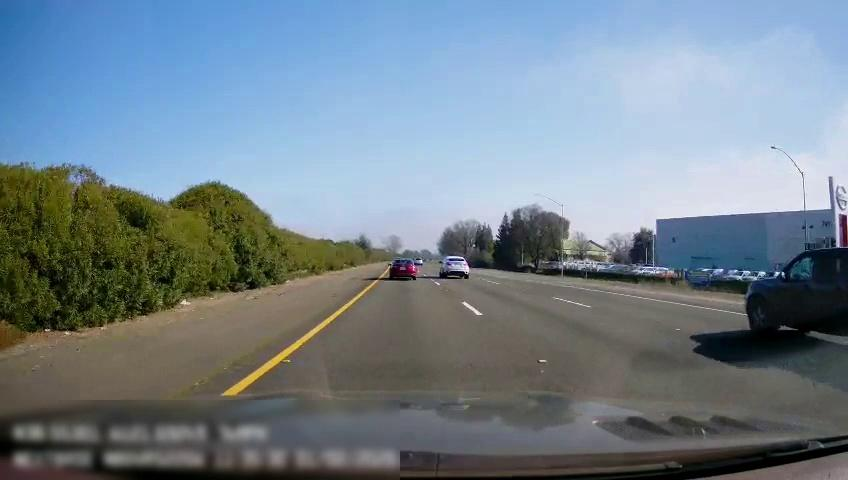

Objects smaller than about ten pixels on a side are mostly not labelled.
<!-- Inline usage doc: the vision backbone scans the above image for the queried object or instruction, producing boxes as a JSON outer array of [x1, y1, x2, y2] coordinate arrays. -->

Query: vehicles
[[438, 255, 470, 280], [745, 246, 848, 342], [388, 259, 417, 281], [413, 257, 424, 266]]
